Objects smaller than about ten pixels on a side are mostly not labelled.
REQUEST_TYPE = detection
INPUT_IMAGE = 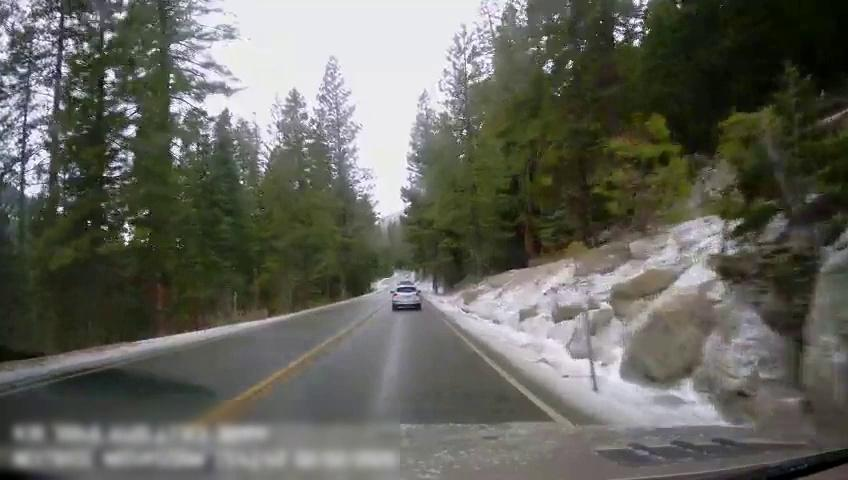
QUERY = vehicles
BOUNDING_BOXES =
[396,281,414,287]
[390,285,422,311]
